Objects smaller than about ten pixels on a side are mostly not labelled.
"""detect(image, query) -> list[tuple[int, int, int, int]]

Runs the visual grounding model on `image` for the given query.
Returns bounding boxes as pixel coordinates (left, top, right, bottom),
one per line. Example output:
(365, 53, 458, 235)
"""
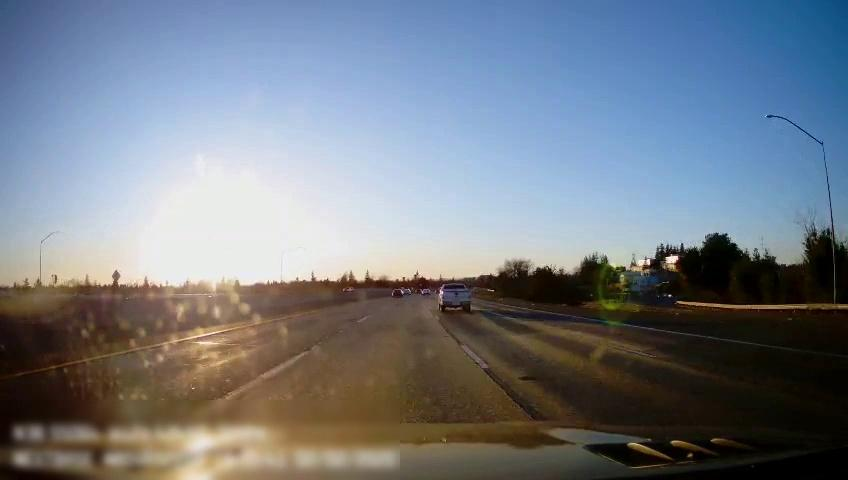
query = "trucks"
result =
(438, 283, 472, 315)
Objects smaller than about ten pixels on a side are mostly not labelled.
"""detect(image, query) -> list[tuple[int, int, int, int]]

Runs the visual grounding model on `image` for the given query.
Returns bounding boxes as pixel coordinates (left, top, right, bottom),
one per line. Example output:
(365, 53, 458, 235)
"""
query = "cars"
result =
(402, 288, 412, 296)
(421, 288, 433, 297)
(342, 286, 355, 292)
(391, 288, 404, 299)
